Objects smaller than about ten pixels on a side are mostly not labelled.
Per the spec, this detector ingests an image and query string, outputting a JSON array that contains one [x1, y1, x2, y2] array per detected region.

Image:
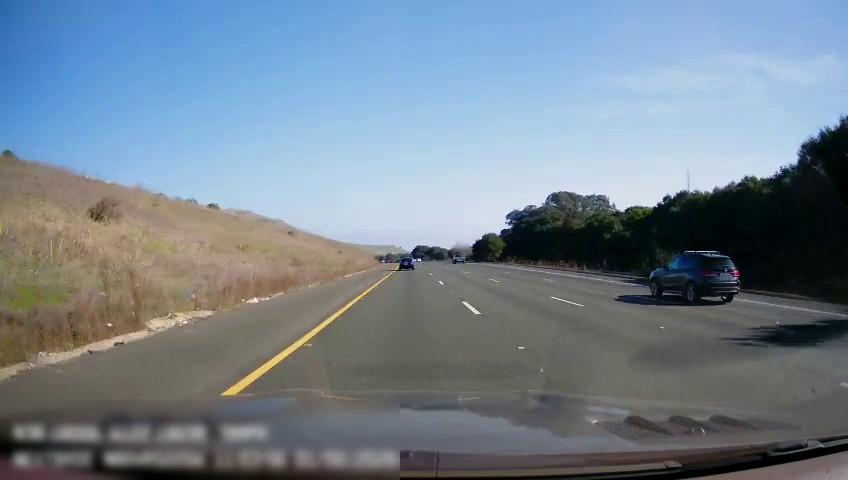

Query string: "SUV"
[[647, 250, 742, 306]]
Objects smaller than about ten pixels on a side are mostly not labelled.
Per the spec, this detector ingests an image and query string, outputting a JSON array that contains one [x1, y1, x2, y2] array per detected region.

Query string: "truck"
[[452, 253, 466, 264]]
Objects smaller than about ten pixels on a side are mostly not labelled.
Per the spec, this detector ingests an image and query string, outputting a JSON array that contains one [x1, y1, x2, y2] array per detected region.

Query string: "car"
[[398, 257, 415, 271]]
